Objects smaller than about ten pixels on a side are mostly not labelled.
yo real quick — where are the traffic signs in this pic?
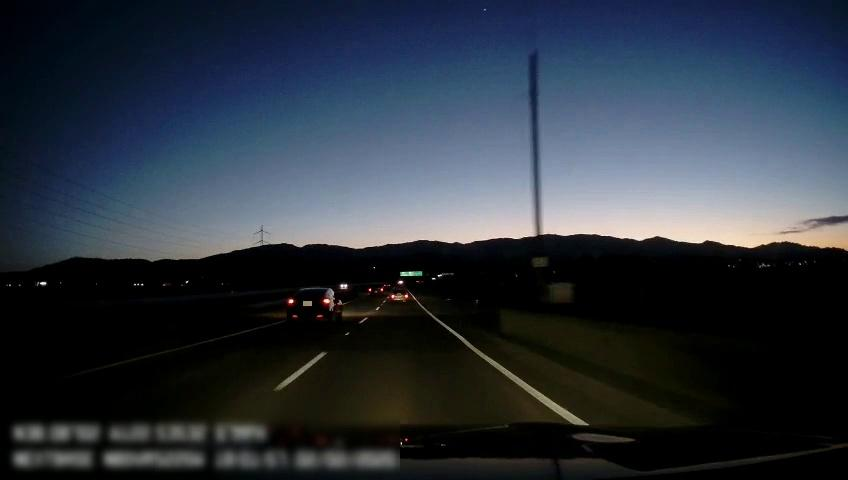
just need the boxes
[400,271,423,277]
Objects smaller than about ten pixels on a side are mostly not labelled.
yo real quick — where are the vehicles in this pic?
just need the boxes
[390,289,409,303]
[367,281,385,296]
[285,286,342,329]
